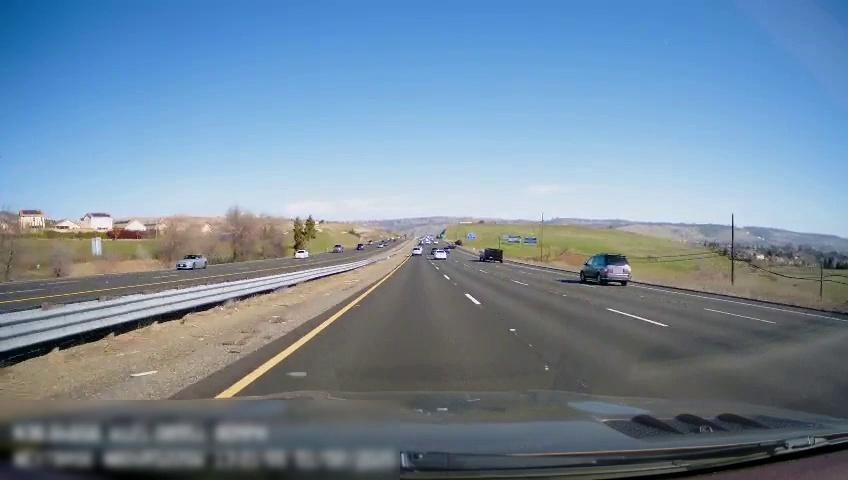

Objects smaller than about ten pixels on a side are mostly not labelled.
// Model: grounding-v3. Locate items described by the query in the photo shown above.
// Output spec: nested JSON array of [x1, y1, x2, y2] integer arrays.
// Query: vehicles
[[410, 246, 422, 257], [176, 254, 208, 270], [580, 254, 632, 285], [332, 244, 344, 253], [294, 249, 309, 258], [432, 249, 445, 259], [483, 247, 504, 262]]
